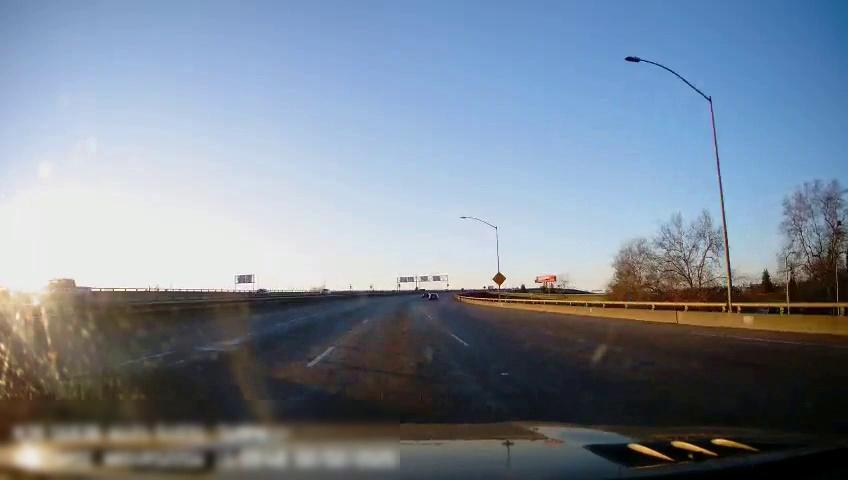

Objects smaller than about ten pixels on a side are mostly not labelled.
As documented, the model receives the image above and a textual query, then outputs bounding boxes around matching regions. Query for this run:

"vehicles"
[320,288,332,296]
[255,289,270,296]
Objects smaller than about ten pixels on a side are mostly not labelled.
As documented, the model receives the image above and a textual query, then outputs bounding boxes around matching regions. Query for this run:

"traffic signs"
[491,271,507,286]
